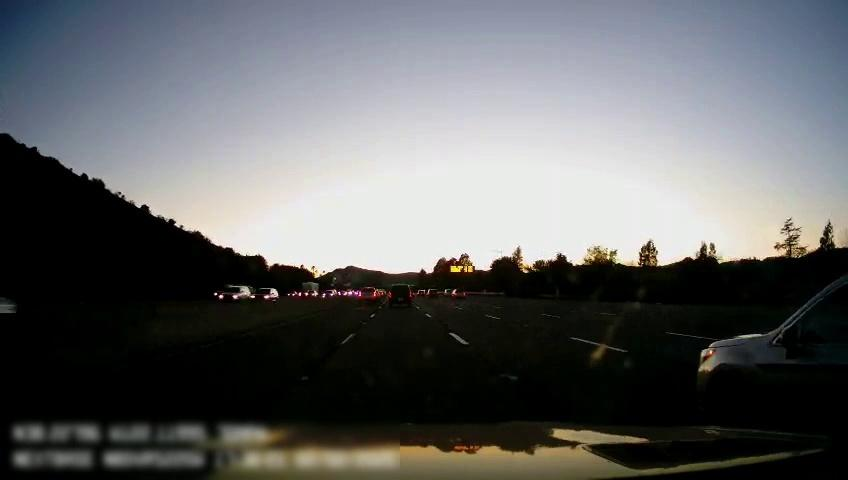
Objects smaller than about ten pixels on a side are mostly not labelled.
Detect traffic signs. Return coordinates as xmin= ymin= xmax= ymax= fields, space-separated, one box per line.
xmin=449 ymin=265 xmax=474 ymax=273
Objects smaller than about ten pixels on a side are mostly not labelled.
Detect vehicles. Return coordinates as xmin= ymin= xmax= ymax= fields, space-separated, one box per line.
xmin=217 ymin=285 xmax=251 ymax=302
xmin=301 ymin=282 xmax=320 ymax=291
xmin=387 ymin=284 xmax=413 ymax=308
xmin=695 ymin=270 xmax=848 ymax=437
xmin=358 ymin=286 xmax=378 ymax=304
xmin=426 ymin=288 xmax=439 ymax=299
xmin=249 ymin=287 xmax=279 ymax=301
xmin=451 ymin=288 xmax=466 ymax=300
